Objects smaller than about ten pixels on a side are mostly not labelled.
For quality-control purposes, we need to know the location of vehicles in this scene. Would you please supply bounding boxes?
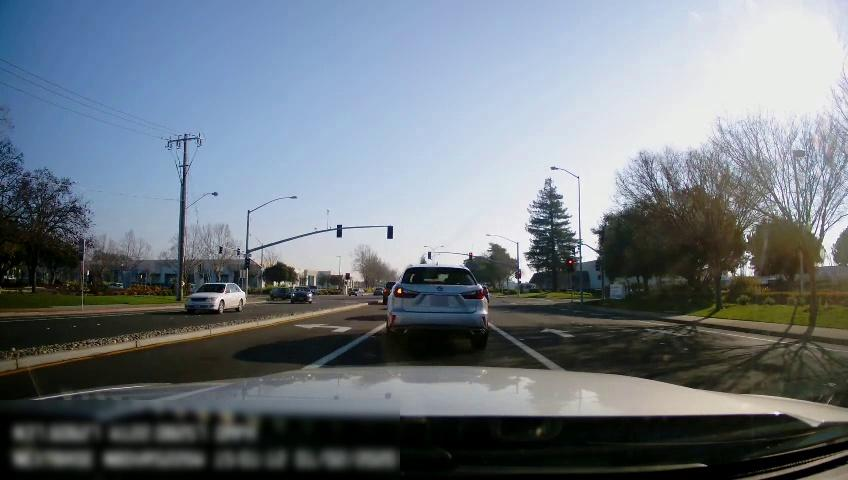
[383,280,397,305]
[289,286,313,304]
[311,285,321,296]
[384,264,490,351]
[184,282,247,316]
[270,287,293,302]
